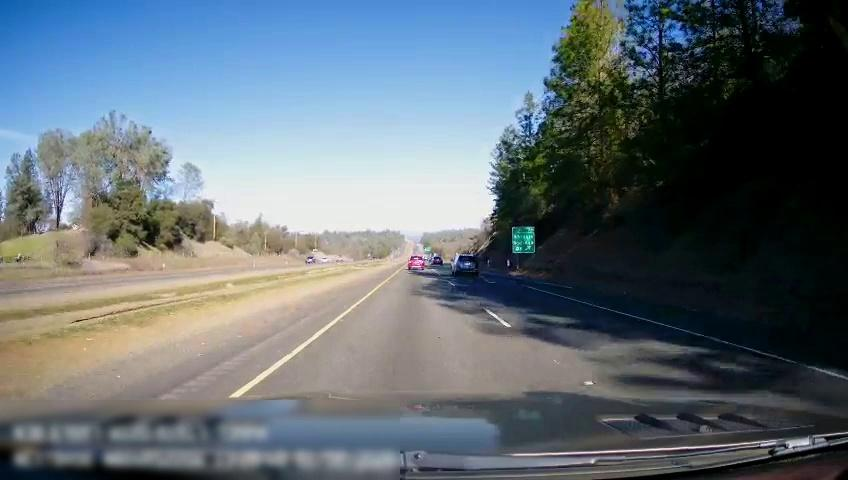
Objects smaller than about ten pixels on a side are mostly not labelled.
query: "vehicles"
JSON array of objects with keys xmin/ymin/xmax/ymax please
[
  {"xmin": 407, "ymin": 254, "xmax": 427, "ymax": 272},
  {"xmin": 305, "ymin": 255, "xmax": 317, "ymax": 265},
  {"xmin": 431, "ymin": 255, "xmax": 444, "ymax": 266},
  {"xmin": 450, "ymin": 253, "xmax": 481, "ymax": 278}
]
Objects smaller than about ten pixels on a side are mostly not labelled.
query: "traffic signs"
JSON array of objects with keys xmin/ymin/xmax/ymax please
[{"xmin": 513, "ymin": 226, "xmax": 536, "ymax": 255}]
